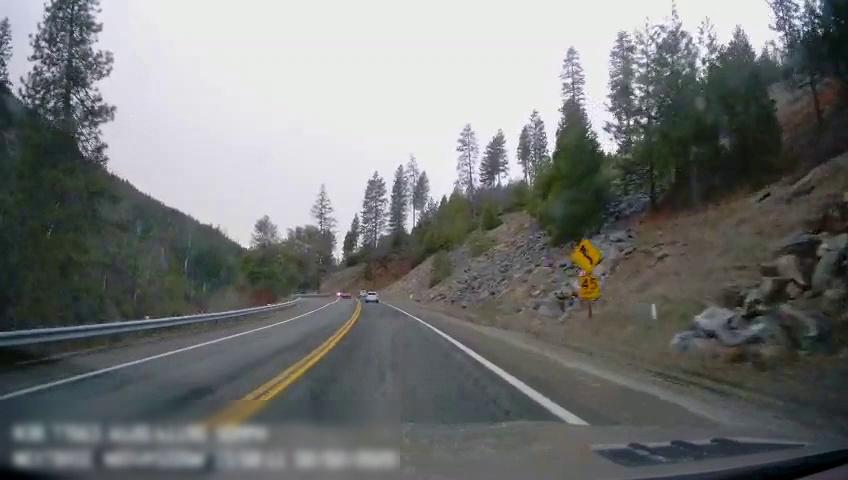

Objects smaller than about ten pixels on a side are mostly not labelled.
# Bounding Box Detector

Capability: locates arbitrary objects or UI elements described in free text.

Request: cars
[365,291,379,304]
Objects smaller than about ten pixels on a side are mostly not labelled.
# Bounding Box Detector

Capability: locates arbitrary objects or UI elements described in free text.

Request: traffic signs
[578,275,601,300]
[571,238,602,274]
